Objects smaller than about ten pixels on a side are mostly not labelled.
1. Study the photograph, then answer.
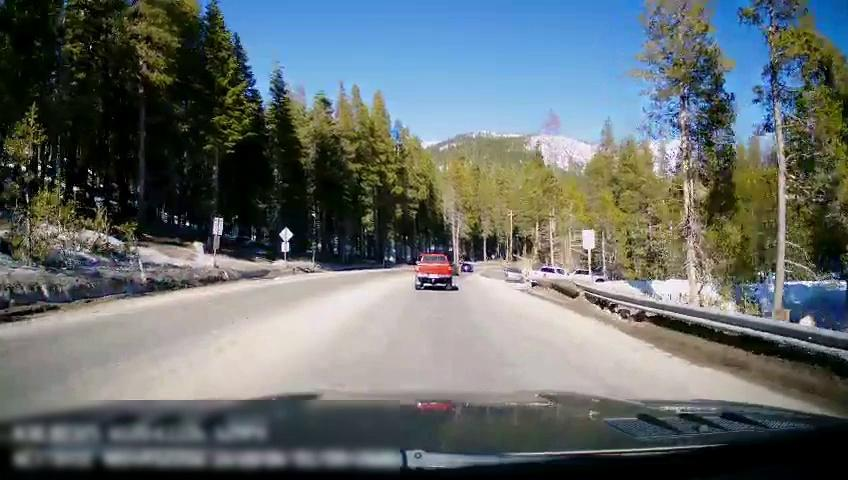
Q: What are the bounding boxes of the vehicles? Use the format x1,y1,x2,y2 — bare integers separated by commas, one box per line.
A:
570,267,605,283
415,253,454,292
529,265,570,283
461,262,473,273
502,267,523,282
